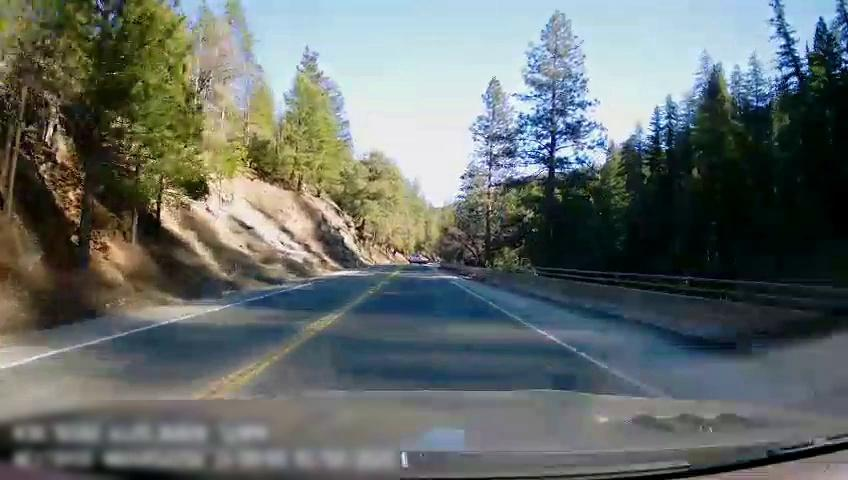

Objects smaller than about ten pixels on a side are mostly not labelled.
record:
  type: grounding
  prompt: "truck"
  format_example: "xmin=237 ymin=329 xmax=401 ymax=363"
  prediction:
xmin=411 ymin=252 xmax=425 ymax=265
